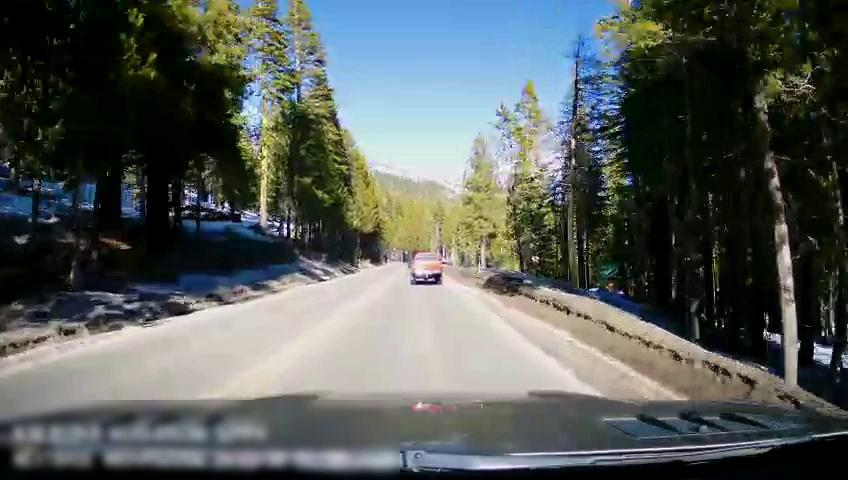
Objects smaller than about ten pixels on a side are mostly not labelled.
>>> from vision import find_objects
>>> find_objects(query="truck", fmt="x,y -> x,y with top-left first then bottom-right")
410,251 -> 443,285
